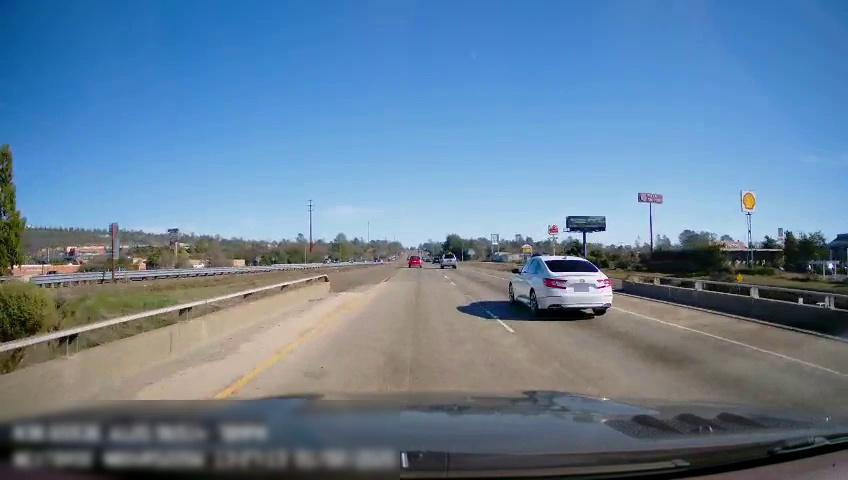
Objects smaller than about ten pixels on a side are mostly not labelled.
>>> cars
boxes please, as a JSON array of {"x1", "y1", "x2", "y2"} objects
[{"x1": 508, "y1": 254, "x2": 613, "y2": 319}]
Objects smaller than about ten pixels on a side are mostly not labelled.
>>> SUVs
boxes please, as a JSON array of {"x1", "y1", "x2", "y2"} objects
[
  {"x1": 407, "y1": 254, "x2": 423, "y2": 268},
  {"x1": 439, "y1": 253, "x2": 458, "y2": 269}
]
